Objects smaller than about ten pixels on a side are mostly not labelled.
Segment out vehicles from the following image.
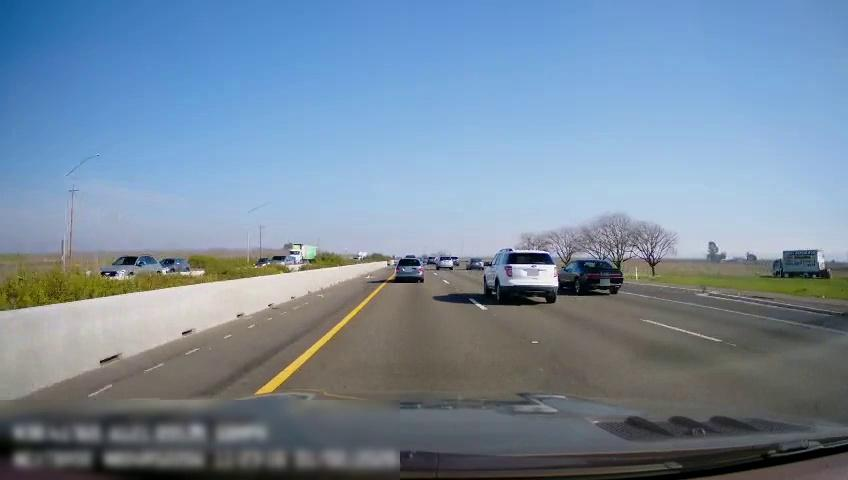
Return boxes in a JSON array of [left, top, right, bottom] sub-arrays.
[[435, 255, 454, 271], [394, 257, 424, 283], [287, 243, 317, 263], [254, 257, 273, 267], [465, 258, 484, 271], [557, 259, 625, 295], [272, 255, 296, 266], [157, 257, 192, 274], [451, 255, 462, 266], [483, 247, 560, 304], [99, 255, 162, 280]]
